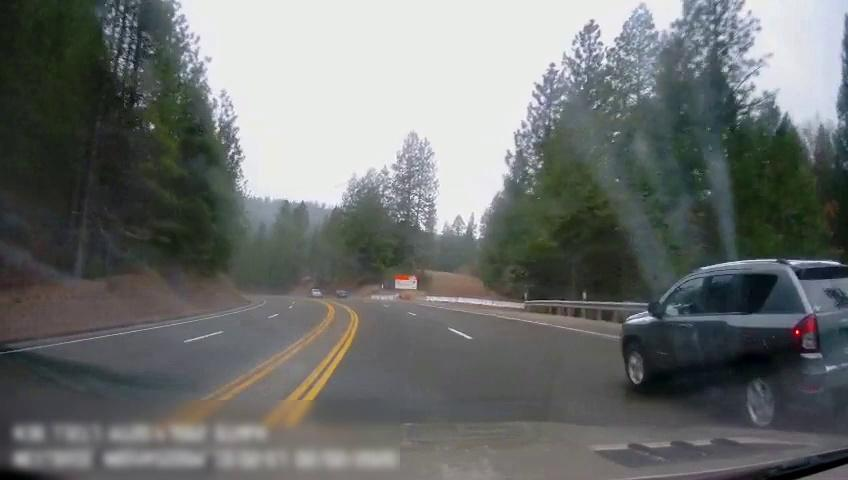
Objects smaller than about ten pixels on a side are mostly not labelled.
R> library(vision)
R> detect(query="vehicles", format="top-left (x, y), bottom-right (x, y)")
top-left (310, 288), bottom-right (323, 298)
top-left (336, 290), bottom-right (349, 298)
top-left (620, 260), bottom-right (848, 431)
